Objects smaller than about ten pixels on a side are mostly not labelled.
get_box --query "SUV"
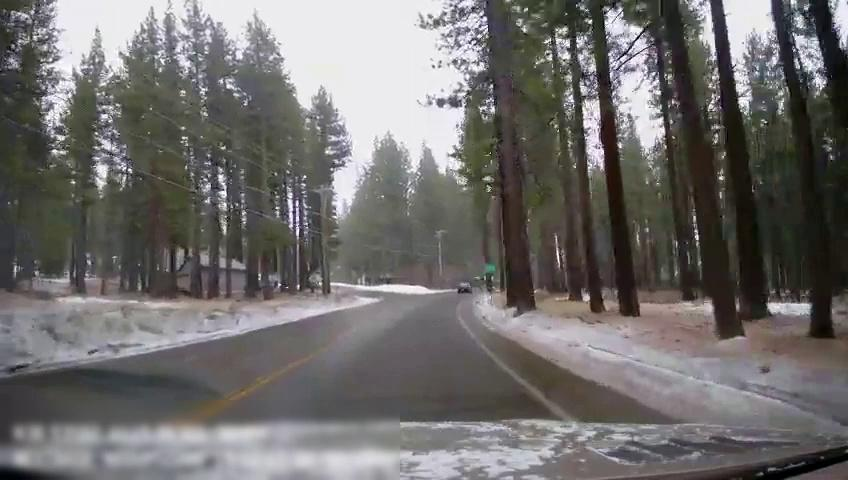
[456,282,472,293]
